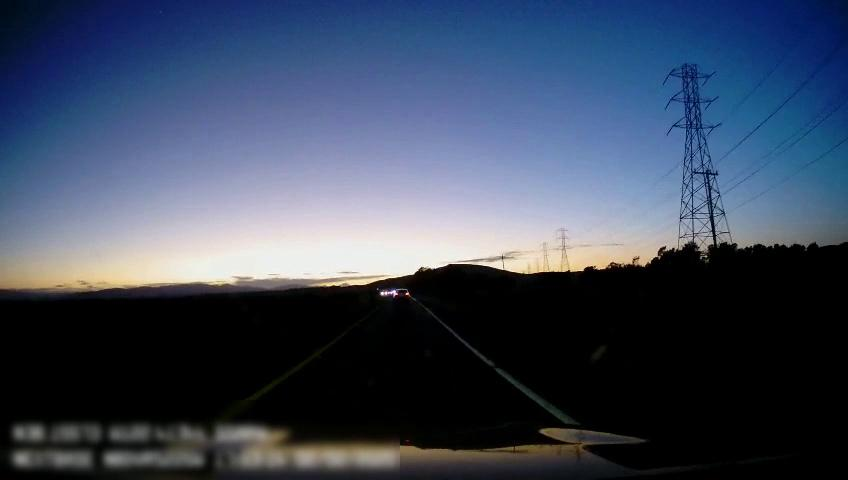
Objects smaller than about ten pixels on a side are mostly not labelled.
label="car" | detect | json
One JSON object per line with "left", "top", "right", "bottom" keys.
{"left": 393, "top": 288, "right": 411, "bottom": 302}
